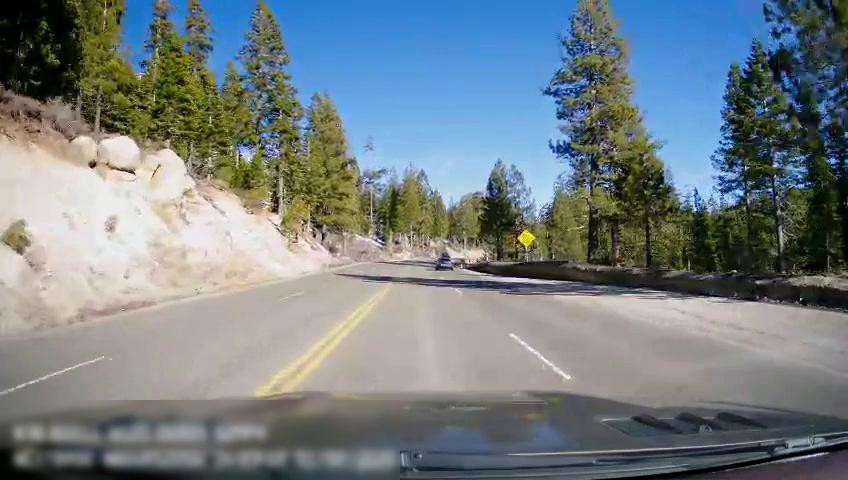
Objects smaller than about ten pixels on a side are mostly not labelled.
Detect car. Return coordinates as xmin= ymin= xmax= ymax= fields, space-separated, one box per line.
xmin=435 ymin=256 xmax=454 ymax=270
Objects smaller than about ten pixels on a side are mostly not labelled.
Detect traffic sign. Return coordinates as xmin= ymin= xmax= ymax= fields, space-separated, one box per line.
xmin=517 ymin=228 xmax=536 ymax=248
